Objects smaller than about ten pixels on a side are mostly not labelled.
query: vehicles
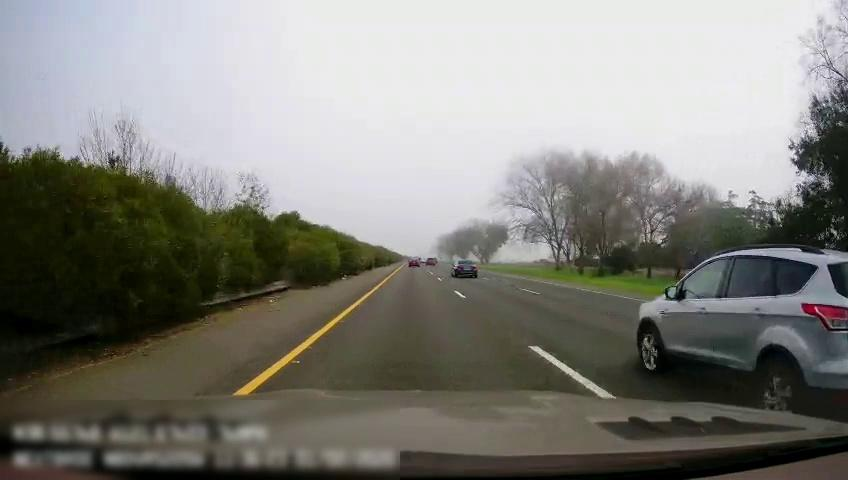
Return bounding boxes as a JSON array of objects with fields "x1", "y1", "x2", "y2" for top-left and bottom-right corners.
[
  {"x1": 635, "y1": 247, "x2": 848, "y2": 410},
  {"x1": 451, "y1": 259, "x2": 478, "y2": 279},
  {"x1": 425, "y1": 258, "x2": 435, "y2": 267},
  {"x1": 407, "y1": 259, "x2": 420, "y2": 269}
]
